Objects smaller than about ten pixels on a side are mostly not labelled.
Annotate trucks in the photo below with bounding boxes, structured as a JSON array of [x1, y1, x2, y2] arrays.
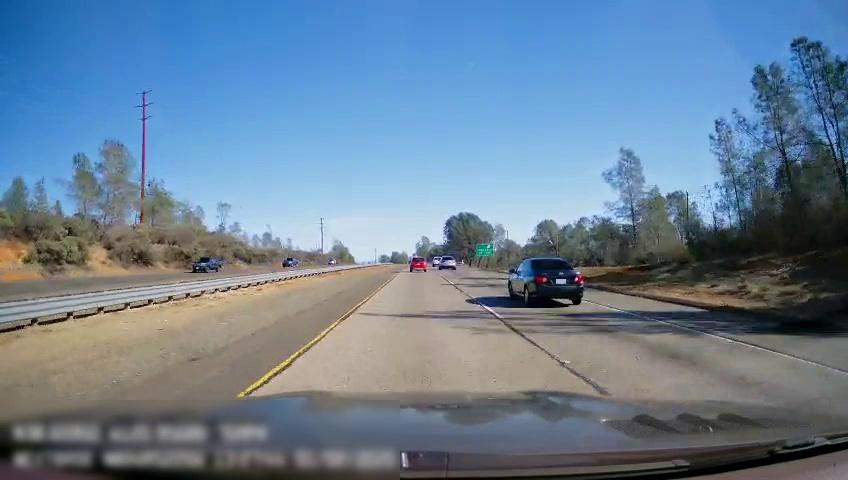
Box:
[[282, 256, 299, 268], [191, 256, 223, 274], [432, 256, 441, 267]]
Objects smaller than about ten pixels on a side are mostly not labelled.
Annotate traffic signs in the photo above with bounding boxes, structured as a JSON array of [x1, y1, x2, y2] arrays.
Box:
[[473, 244, 495, 258]]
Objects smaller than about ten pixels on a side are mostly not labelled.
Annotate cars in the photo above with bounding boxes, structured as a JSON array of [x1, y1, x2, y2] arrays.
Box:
[[506, 256, 586, 307]]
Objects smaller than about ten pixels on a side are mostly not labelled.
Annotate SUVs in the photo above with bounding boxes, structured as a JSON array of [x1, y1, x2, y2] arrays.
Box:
[[409, 256, 429, 273], [437, 255, 457, 271]]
